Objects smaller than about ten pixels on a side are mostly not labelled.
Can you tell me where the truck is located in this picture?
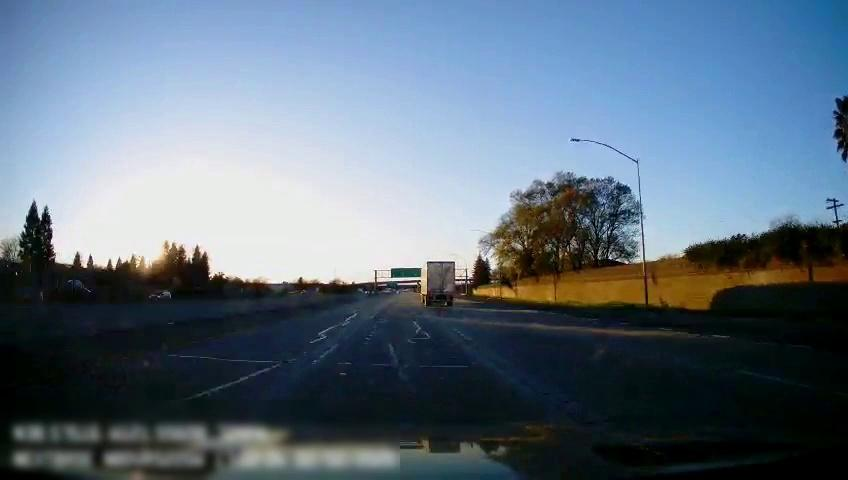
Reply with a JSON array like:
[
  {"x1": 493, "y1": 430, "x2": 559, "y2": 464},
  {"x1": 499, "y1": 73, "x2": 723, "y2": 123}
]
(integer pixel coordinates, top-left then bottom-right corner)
[{"x1": 420, "y1": 260, "x2": 456, "y2": 306}]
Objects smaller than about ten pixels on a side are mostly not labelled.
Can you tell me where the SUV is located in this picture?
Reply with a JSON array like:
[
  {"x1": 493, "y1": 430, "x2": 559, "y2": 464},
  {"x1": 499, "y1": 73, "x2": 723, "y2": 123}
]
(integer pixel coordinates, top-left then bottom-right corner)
[{"x1": 148, "y1": 290, "x2": 171, "y2": 302}]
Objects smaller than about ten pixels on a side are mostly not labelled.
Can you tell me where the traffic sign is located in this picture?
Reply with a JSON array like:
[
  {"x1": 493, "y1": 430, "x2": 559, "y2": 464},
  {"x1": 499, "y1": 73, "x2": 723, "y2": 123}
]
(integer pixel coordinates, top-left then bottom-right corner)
[{"x1": 391, "y1": 268, "x2": 422, "y2": 278}]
